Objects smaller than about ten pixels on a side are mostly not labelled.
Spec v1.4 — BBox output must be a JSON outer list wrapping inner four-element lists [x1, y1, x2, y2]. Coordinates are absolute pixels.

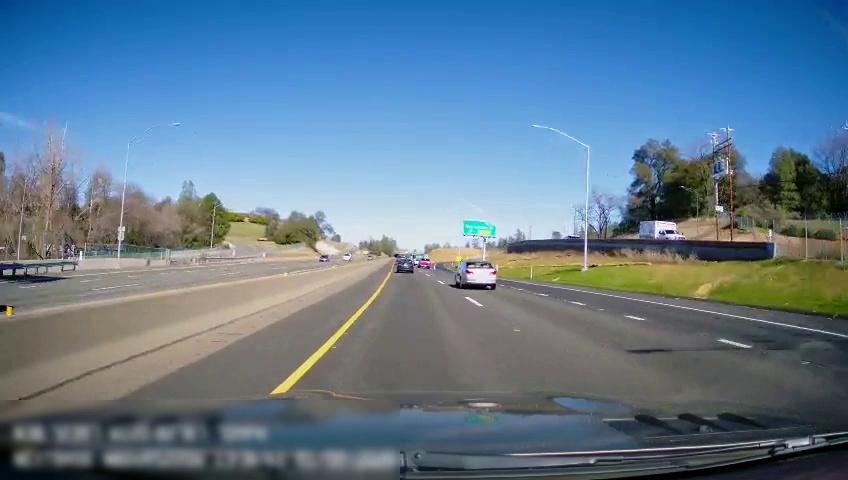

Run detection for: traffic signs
[[462, 220, 498, 240]]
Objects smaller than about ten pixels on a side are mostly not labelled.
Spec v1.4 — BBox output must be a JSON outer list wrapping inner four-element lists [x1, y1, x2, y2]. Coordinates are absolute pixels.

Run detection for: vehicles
[[341, 252, 354, 262], [319, 254, 331, 263], [415, 257, 432, 270], [454, 259, 498, 290], [394, 258, 416, 274], [638, 220, 688, 242]]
